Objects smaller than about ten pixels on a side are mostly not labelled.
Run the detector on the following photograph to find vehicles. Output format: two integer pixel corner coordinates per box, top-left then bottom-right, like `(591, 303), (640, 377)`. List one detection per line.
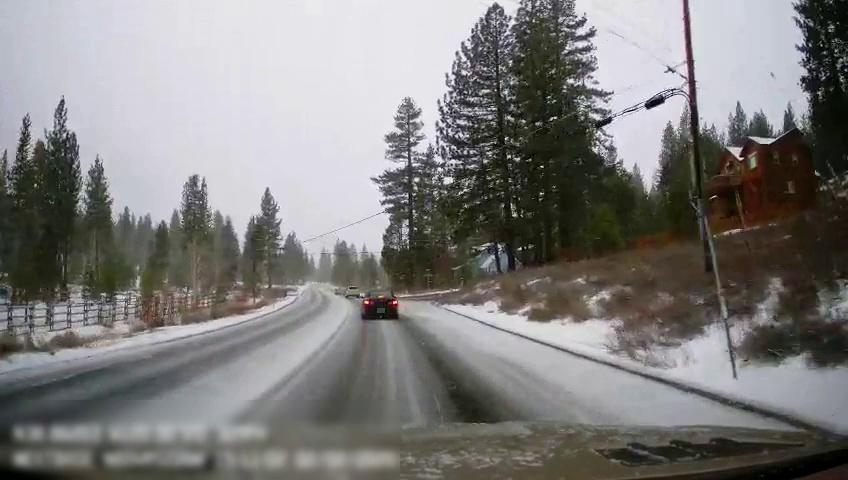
(333, 288), (343, 295)
(361, 290), (399, 320)
(345, 286), (360, 298)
